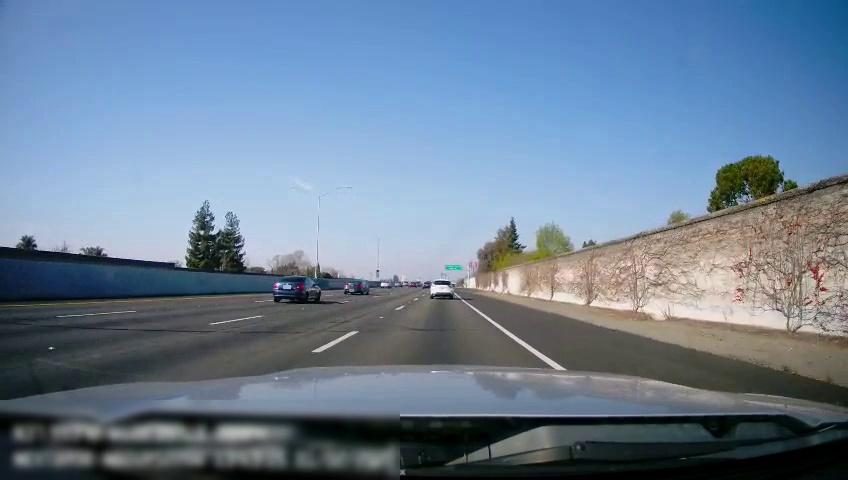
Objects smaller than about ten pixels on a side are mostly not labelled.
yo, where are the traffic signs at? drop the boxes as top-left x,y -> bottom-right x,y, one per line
446,264 -> 464,272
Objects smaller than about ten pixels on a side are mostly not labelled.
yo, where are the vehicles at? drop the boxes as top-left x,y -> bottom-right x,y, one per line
344,279 -> 369,295
380,281 -> 392,288
272,276 -> 322,303
430,279 -> 454,299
